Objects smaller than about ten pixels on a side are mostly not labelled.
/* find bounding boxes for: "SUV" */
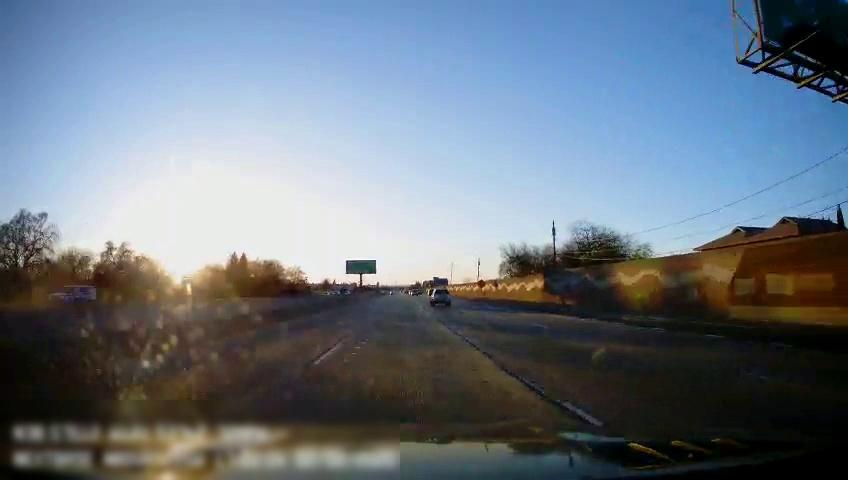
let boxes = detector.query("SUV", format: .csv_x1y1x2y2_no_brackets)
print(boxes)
430,289,451,307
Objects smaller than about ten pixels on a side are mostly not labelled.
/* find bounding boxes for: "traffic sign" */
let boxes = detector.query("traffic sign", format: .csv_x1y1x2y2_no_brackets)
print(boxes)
760,1,848,69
